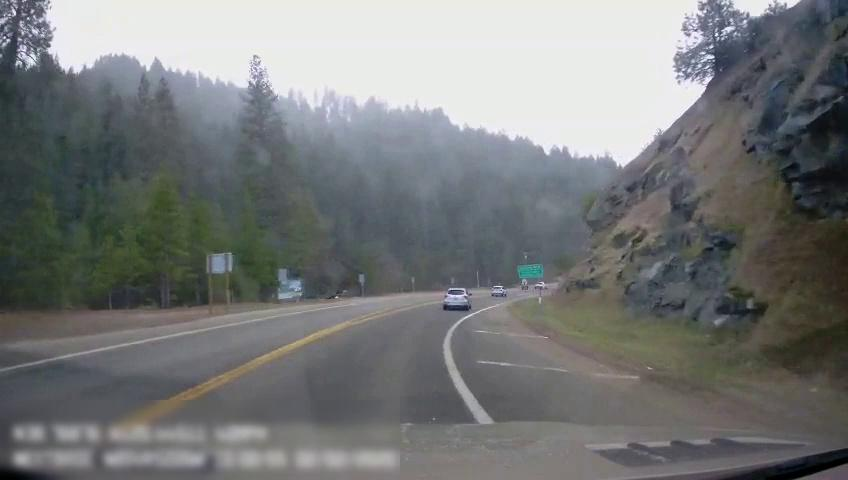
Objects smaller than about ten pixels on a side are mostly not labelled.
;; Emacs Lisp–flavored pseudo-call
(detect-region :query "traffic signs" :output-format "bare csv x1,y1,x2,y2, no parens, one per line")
518,264,544,279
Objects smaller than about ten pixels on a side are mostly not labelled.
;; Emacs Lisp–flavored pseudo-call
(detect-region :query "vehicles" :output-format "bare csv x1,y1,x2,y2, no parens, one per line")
535,282,548,289
443,287,473,310
491,285,507,297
